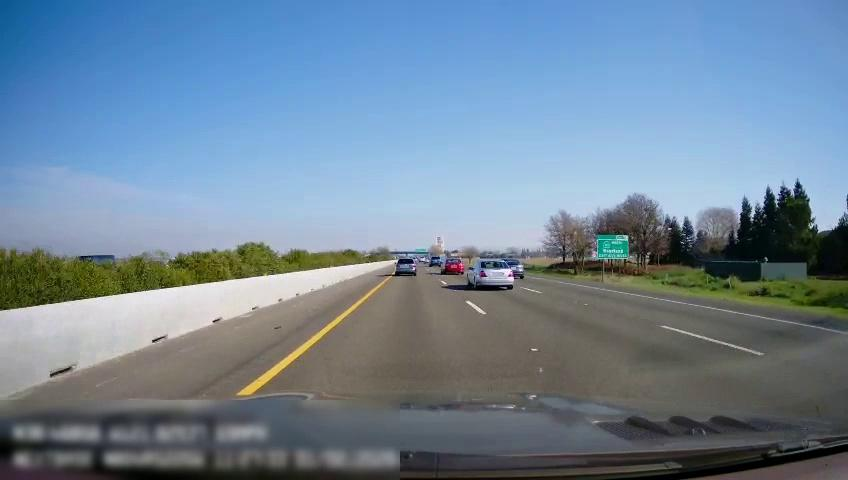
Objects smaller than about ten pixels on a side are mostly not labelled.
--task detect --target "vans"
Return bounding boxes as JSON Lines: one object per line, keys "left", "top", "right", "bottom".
{"left": 74, "top": 255, "right": 114, "bottom": 264}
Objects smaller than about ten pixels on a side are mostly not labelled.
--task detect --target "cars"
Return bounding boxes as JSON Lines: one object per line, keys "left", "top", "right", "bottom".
{"left": 466, "top": 258, "right": 515, "bottom": 291}
{"left": 503, "top": 258, "right": 526, "bottom": 280}
{"left": 440, "top": 257, "right": 464, "bottom": 275}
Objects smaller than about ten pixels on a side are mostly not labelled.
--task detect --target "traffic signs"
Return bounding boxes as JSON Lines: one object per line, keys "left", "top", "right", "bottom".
{"left": 596, "top": 233, "right": 629, "bottom": 260}
{"left": 416, "top": 249, "right": 427, "bottom": 256}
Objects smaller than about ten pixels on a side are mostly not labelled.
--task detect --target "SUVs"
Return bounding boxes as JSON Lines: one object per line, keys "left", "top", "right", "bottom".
{"left": 395, "top": 257, "right": 418, "bottom": 278}
{"left": 427, "top": 255, "right": 443, "bottom": 267}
